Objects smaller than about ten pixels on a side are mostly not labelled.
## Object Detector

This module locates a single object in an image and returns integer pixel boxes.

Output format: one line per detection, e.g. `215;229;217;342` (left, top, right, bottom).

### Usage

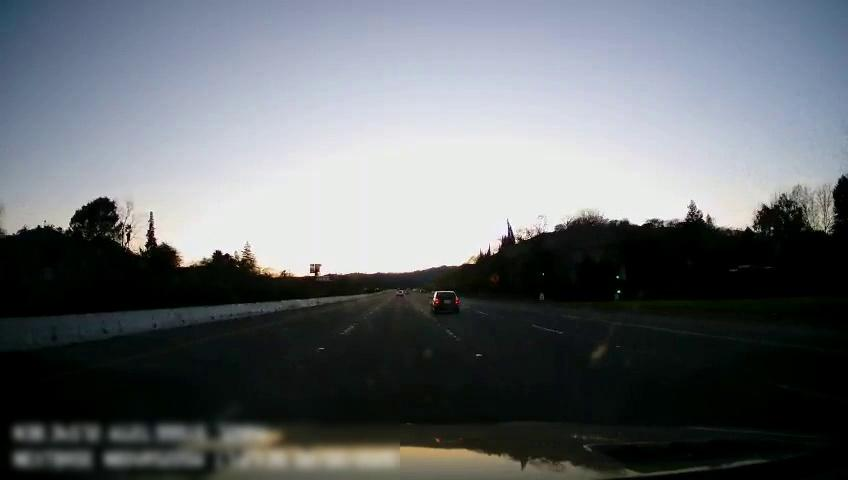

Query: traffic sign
488;272;500;286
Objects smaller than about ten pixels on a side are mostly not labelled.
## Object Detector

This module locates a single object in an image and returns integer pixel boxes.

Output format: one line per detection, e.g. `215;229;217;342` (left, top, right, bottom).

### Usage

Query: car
429;291;460;315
